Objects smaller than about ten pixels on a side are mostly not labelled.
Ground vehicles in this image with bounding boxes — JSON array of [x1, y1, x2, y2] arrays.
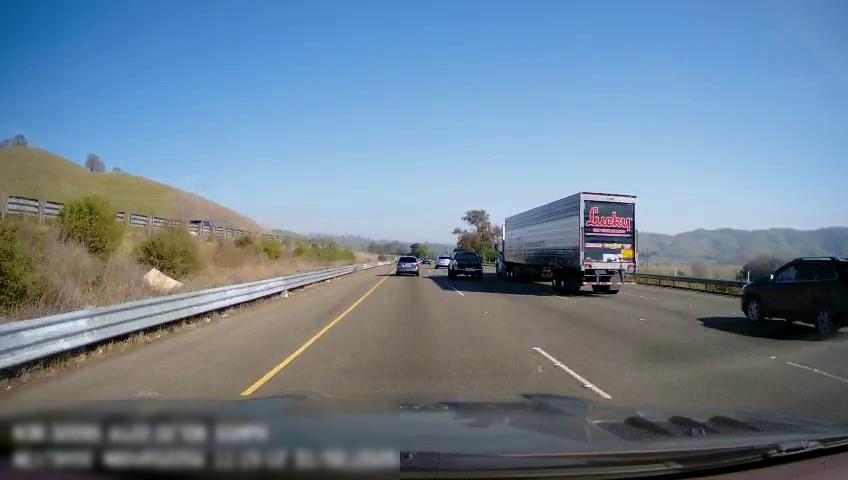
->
[[740, 255, 848, 339], [494, 190, 639, 295], [434, 255, 452, 270], [186, 219, 217, 238], [395, 256, 420, 277], [447, 250, 484, 280]]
